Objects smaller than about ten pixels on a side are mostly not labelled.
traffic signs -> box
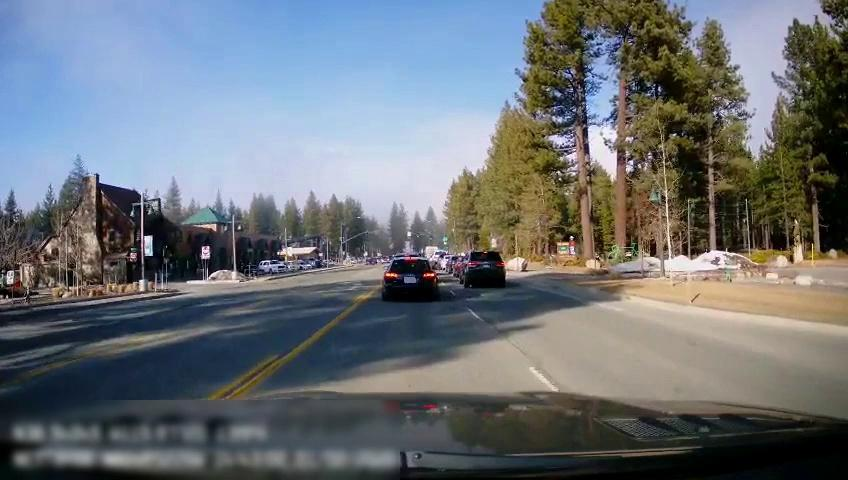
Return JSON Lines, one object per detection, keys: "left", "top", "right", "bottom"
{"left": 200, "top": 244, "right": 210, "bottom": 260}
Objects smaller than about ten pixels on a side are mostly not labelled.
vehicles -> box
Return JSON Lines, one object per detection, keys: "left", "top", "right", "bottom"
{"left": 258, "top": 259, "right": 286, "bottom": 272}
{"left": 449, "top": 256, "right": 463, "bottom": 277}
{"left": 383, "top": 255, "right": 437, "bottom": 301}
{"left": 439, "top": 256, "right": 452, "bottom": 274}
{"left": 459, "top": 250, "right": 507, "bottom": 288}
